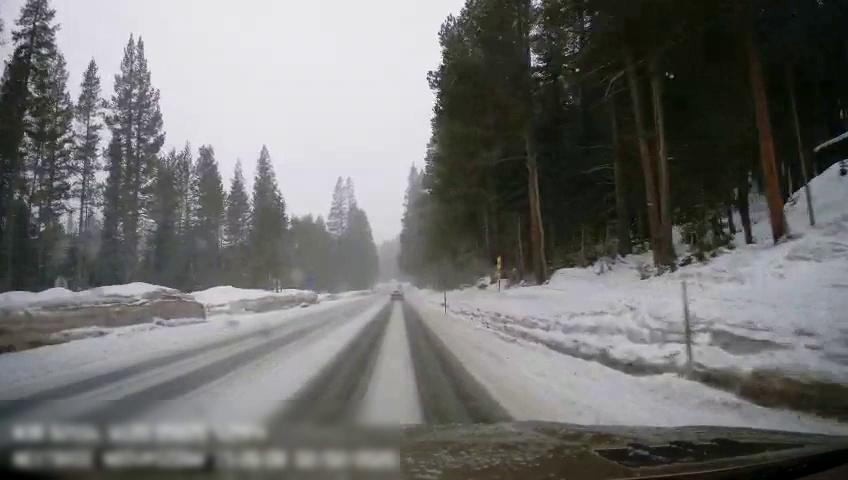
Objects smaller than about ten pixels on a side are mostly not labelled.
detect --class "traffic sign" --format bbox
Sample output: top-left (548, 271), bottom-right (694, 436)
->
top-left (496, 255), bottom-right (502, 270)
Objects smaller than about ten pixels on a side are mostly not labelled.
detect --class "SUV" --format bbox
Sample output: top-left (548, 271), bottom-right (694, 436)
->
top-left (390, 289), bottom-right (404, 301)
